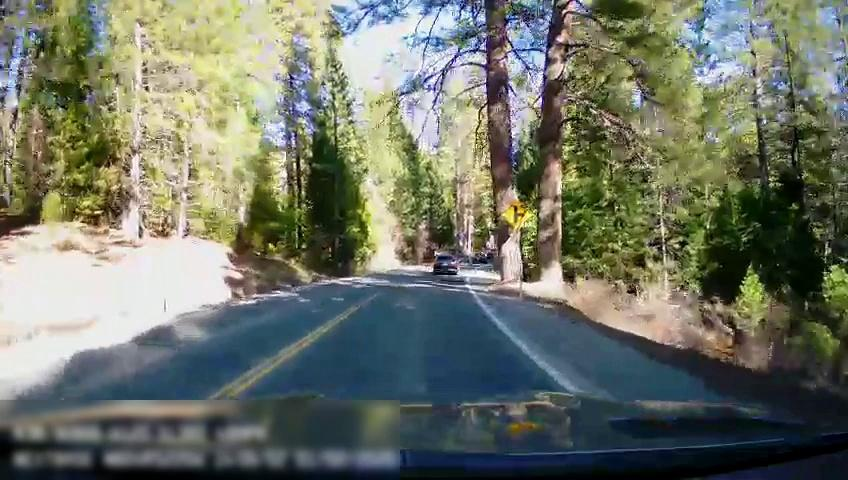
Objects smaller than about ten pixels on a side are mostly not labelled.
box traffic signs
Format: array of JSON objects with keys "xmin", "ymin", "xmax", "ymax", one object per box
[{"xmin": 503, "ymin": 200, "xmax": 529, "ymax": 230}]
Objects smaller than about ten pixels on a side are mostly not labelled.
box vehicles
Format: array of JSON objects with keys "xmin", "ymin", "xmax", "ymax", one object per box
[
  {"xmin": 473, "ymin": 254, "xmax": 488, "ymax": 265},
  {"xmin": 432, "ymin": 254, "xmax": 458, "ymax": 275}
]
